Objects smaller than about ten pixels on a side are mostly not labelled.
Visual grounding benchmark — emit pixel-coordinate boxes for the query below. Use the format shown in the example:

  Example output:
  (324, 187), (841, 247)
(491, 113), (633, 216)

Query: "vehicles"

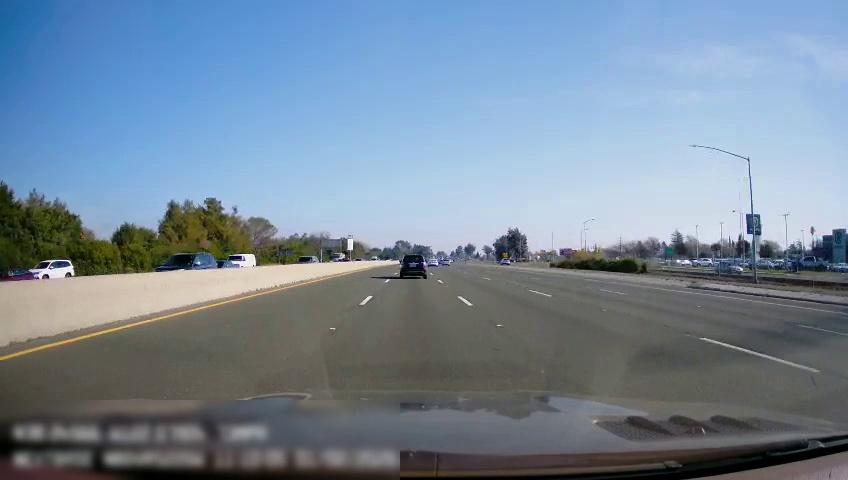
(338, 256), (351, 263)
(399, 253), (429, 279)
(27, 258), (76, 281)
(0, 266), (36, 282)
(155, 252), (220, 272)
(500, 257), (511, 266)
(226, 253), (257, 269)
(427, 258), (439, 268)
(300, 255), (319, 264)
(215, 259), (243, 269)
(332, 252), (346, 263)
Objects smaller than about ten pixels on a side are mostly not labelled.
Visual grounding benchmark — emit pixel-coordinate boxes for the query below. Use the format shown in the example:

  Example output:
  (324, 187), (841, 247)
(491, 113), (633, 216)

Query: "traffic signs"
(321, 239), (342, 249)
(347, 235), (353, 251)
(278, 248), (293, 257)
(663, 246), (674, 257)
